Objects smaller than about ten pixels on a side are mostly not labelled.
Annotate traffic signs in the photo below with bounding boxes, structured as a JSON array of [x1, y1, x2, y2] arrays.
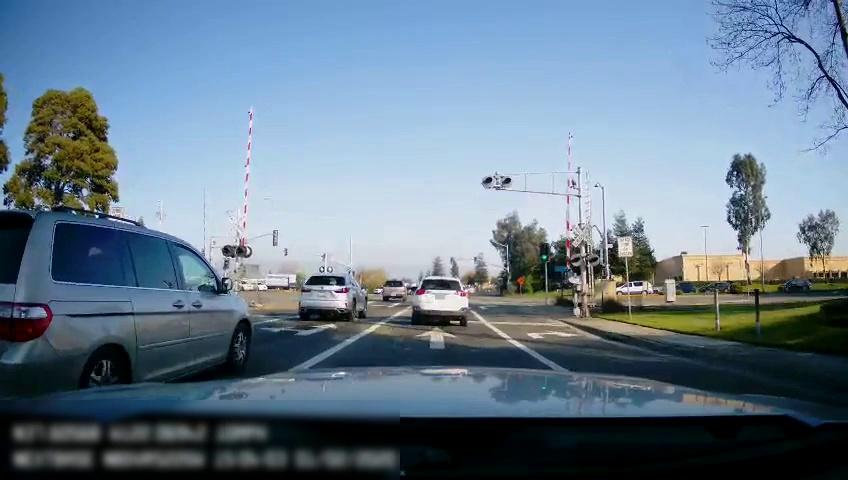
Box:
[[573, 223, 592, 248], [617, 235, 633, 257]]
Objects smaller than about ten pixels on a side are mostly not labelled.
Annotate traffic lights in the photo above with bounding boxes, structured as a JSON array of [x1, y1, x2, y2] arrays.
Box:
[[481, 175, 495, 188], [568, 255, 585, 267], [539, 241, 550, 263], [272, 229, 279, 249], [223, 259, 230, 271], [585, 254, 599, 266], [221, 244, 237, 259], [236, 245, 253, 259], [499, 175, 513, 188]]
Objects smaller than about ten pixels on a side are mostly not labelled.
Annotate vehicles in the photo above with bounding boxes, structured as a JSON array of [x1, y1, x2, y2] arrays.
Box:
[[659, 282, 690, 295], [777, 280, 815, 296], [412, 275, 470, 327], [298, 272, 369, 323], [0, 203, 256, 392], [382, 279, 407, 302], [615, 280, 653, 296], [702, 283, 737, 294]]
